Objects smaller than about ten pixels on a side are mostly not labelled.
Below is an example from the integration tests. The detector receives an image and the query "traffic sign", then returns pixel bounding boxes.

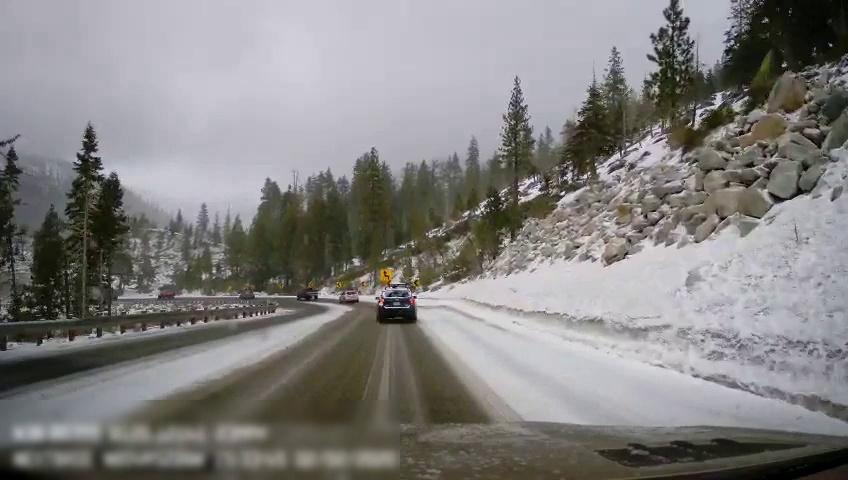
[379,267,393,283]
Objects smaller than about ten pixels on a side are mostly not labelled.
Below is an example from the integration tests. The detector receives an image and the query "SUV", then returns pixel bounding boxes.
[375,282,418,325]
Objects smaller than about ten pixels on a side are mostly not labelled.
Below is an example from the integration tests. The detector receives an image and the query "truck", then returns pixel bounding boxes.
[297,287,318,301]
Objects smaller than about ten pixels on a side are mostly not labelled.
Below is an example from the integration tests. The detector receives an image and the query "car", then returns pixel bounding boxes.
[339,290,359,304]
